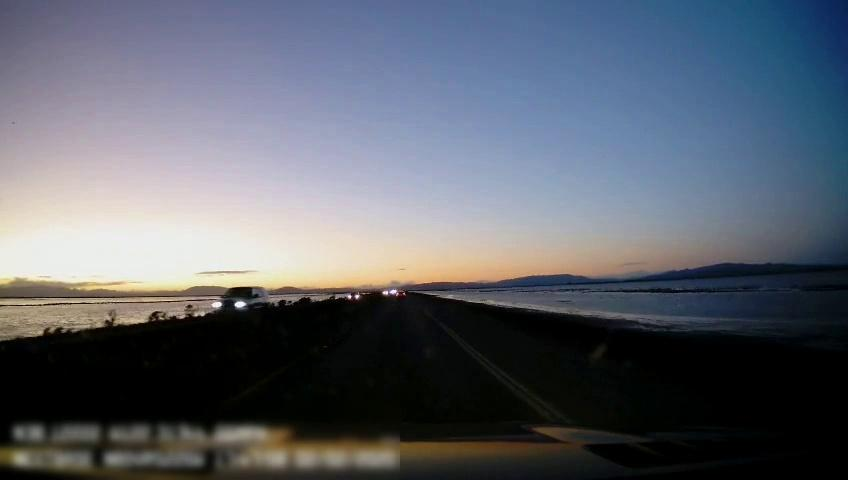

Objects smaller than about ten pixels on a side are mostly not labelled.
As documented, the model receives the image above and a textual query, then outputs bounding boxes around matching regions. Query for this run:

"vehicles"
[345,292,364,301]
[395,290,406,298]
[212,286,270,314]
